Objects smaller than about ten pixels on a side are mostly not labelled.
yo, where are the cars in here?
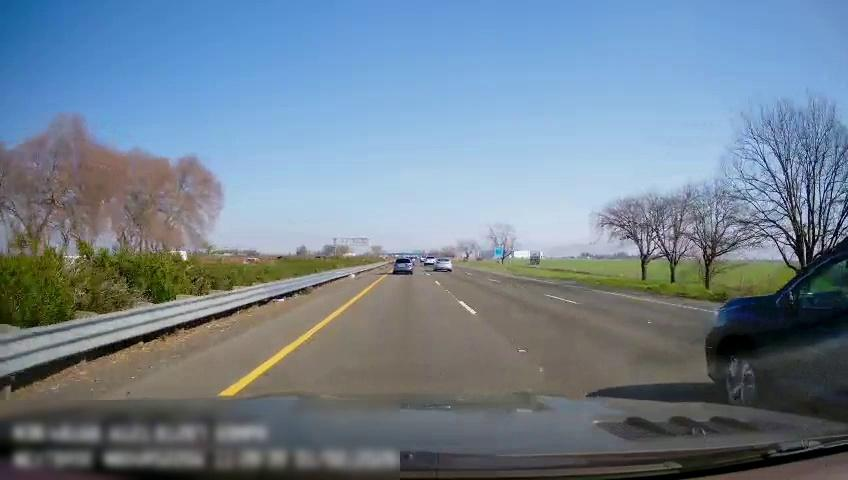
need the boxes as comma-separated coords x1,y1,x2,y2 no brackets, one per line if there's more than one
433,257,452,272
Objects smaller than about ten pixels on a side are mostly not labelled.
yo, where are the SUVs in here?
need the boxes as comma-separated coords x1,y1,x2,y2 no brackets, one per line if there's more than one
393,257,414,275
423,256,436,266
702,236,848,420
